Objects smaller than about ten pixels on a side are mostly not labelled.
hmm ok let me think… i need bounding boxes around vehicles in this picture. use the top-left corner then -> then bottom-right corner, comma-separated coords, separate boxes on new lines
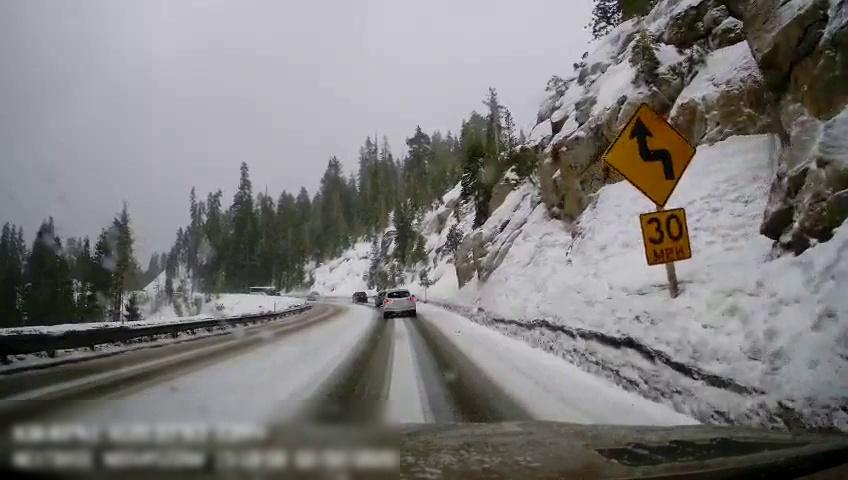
248,286 -> 276,295
373,291 -> 388,308
351,291 -> 368,304
383,288 -> 416,319
307,290 -> 321,301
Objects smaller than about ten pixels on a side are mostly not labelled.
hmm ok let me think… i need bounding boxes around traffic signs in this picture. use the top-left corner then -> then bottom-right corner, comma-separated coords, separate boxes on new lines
603,103 -> 697,208
640,207 -> 693,266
